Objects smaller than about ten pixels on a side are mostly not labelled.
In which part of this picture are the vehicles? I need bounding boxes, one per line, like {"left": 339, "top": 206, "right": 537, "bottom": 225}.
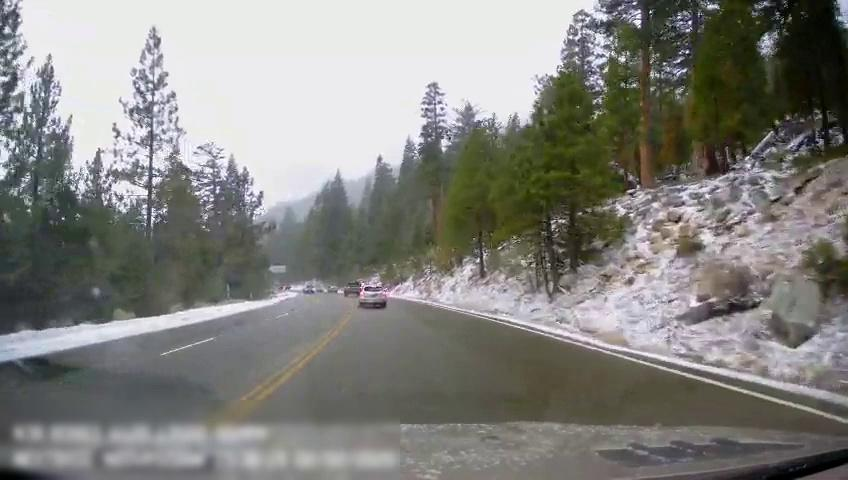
{"left": 327, "top": 285, "right": 338, "bottom": 294}
{"left": 302, "top": 285, "right": 316, "bottom": 295}
{"left": 358, "top": 285, "right": 388, "bottom": 309}
{"left": 343, "top": 282, "right": 362, "bottom": 297}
